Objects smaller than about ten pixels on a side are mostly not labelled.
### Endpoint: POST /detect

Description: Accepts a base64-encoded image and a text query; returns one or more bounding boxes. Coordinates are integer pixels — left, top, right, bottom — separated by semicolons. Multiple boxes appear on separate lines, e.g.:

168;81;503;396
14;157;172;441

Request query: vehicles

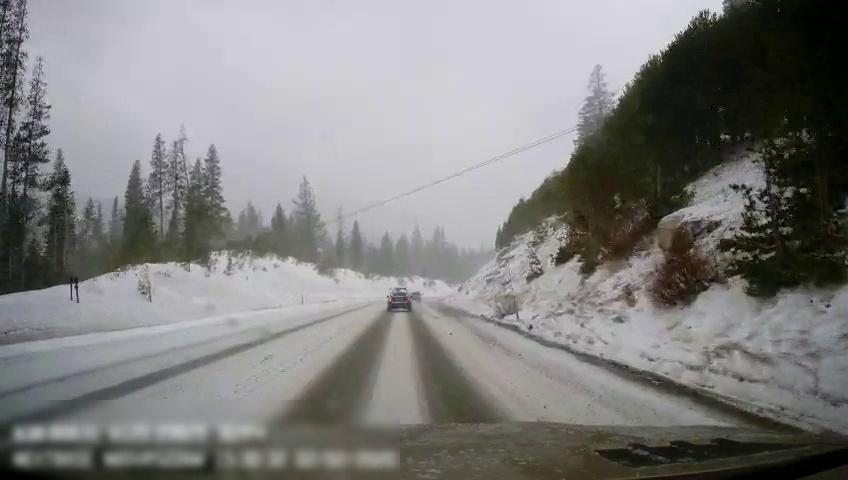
386;287;413;313
410;291;423;302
